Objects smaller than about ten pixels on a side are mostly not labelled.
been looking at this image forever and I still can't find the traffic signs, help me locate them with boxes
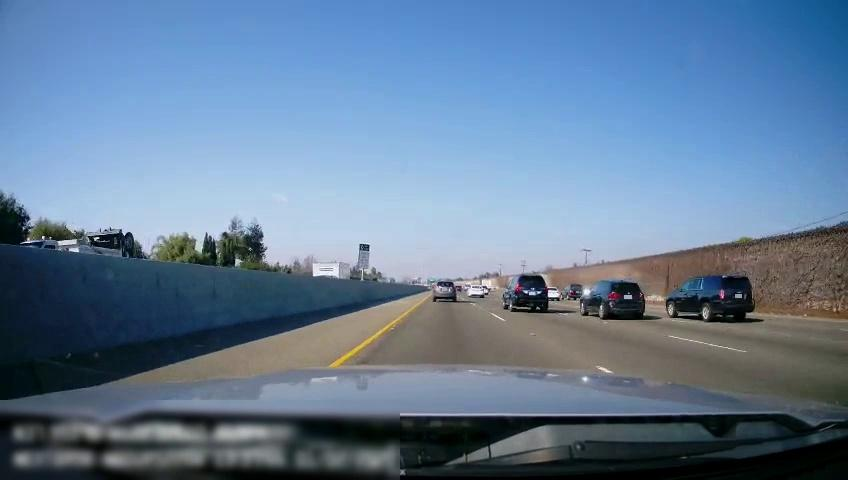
[357,243,370,270]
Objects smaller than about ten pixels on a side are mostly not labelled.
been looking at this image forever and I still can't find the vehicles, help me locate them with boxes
[312,262,351,281]
[580,278,645,320]
[479,285,489,296]
[502,273,549,313]
[481,279,492,292]
[432,280,457,303]
[562,284,584,301]
[19,228,135,259]
[466,285,485,299]
[545,287,561,302]
[665,273,755,323]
